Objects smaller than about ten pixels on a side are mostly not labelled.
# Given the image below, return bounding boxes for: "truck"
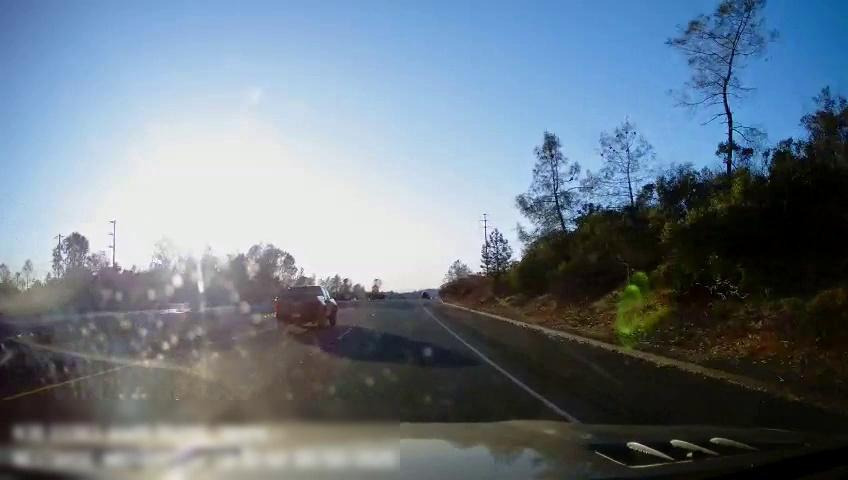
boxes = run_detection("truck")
[274,285,338,330]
